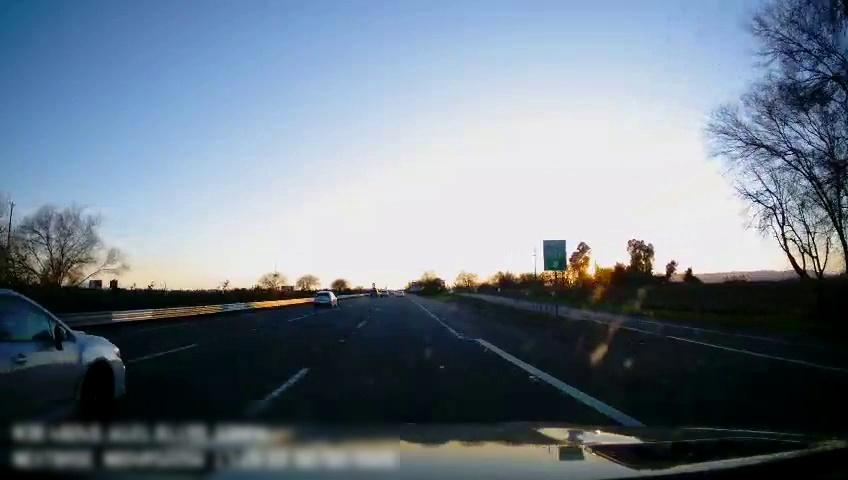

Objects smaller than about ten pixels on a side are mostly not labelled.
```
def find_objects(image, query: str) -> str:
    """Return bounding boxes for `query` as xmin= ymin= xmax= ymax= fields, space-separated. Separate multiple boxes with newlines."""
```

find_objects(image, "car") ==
xmin=0 ymin=289 xmax=128 ymax=445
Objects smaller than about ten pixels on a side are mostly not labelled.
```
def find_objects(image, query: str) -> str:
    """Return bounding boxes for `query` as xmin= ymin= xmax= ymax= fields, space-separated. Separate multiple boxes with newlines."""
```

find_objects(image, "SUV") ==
xmin=314 ymin=291 xmax=338 ymax=310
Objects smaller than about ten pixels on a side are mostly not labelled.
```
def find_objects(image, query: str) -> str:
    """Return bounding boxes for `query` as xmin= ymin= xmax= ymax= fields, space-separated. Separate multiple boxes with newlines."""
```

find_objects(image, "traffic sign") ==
xmin=542 ymin=241 xmax=569 ymax=273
